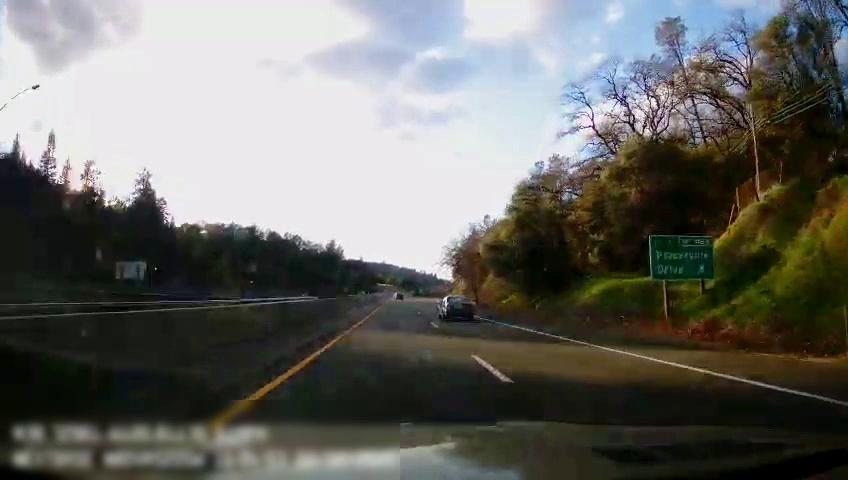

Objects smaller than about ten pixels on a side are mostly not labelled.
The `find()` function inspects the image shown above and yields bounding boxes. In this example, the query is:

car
[437,294,474,320]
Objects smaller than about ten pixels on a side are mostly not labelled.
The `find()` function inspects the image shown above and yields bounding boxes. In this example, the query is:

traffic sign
[650,232,716,280]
